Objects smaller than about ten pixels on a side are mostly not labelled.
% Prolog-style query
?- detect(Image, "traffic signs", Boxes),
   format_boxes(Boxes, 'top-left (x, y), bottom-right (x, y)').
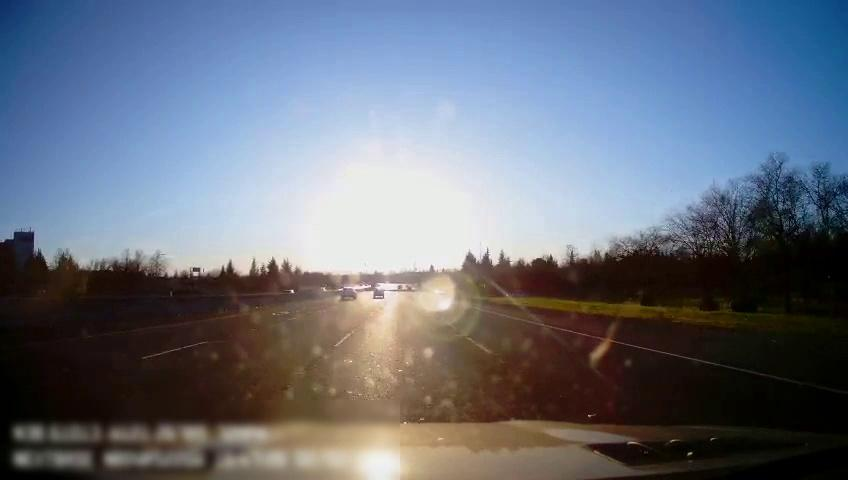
top-left (478, 280), bottom-right (486, 291)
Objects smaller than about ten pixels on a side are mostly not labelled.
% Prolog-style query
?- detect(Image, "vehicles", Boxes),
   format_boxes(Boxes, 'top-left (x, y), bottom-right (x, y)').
top-left (372, 286), bottom-right (385, 298)
top-left (282, 288), bottom-right (295, 294)
top-left (341, 286), bottom-right (356, 300)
